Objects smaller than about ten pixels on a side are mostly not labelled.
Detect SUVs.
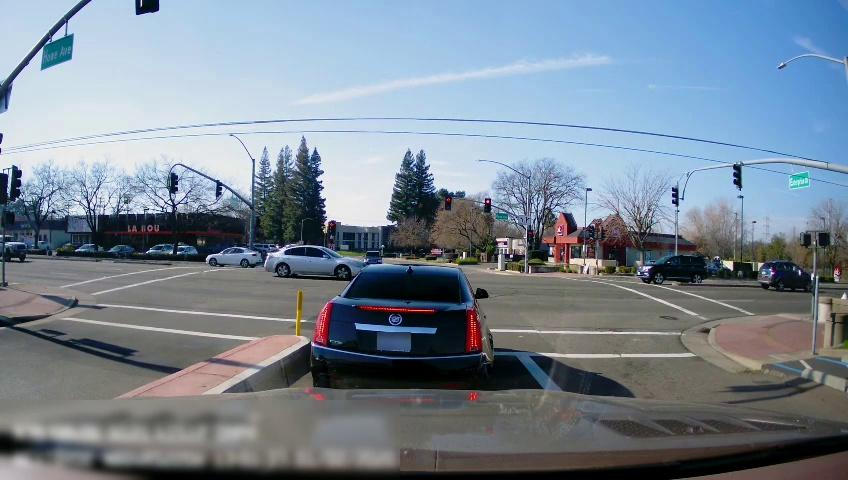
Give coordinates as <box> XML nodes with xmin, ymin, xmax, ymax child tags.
<box><xmin>638</xmin><ymin>255</ymin><xmax>706</xmax><ymax>285</ymax></box>
<box><xmin>364</xmin><ymin>250</ymin><xmax>382</xmax><ymax>264</ymax></box>
<box><xmin>758</xmin><ymin>261</ymin><xmax>815</xmax><ymax>292</ymax></box>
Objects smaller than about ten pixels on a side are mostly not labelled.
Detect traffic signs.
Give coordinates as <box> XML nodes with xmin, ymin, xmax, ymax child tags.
<box><xmin>40</xmin><ymin>33</ymin><xmax>75</xmax><ymax>70</ymax></box>
<box><xmin>496</xmin><ymin>212</ymin><xmax>508</xmax><ymax>219</ymax></box>
<box><xmin>790</xmin><ymin>170</ymin><xmax>810</xmax><ymax>188</ymax></box>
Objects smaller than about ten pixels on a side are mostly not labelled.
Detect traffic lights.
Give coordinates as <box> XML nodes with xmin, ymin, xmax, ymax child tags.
<box><xmin>600</xmin><ymin>225</ymin><xmax>606</xmax><ymax>238</ymax></box>
<box><xmin>527</xmin><ymin>227</ymin><xmax>534</xmax><ymax>240</ymax></box>
<box><xmin>445</xmin><ymin>195</ymin><xmax>452</xmax><ymax>210</ymax></box>
<box><xmin>732</xmin><ymin>161</ymin><xmax>742</xmax><ymax>187</ymax></box>
<box><xmin>799</xmin><ymin>232</ymin><xmax>814</xmax><ymax>246</ymax></box>
<box><xmin>484</xmin><ymin>197</ymin><xmax>491</xmax><ymax>213</ymax></box>
<box><xmin>670</xmin><ymin>186</ymin><xmax>679</xmax><ymax>206</ymax></box>
<box><xmin>328</xmin><ymin>221</ymin><xmax>336</xmax><ymax>235</ymax></box>
<box><xmin>815</xmin><ymin>232</ymin><xmax>830</xmax><ymax>246</ymax></box>
<box><xmin>10</xmin><ymin>164</ymin><xmax>23</xmax><ymax>202</ymax></box>
<box><xmin>214</xmin><ymin>180</ymin><xmax>223</xmax><ymax>198</ymax></box>
<box><xmin>588</xmin><ymin>225</ymin><xmax>595</xmax><ymax>238</ymax></box>
<box><xmin>169</xmin><ymin>173</ymin><xmax>178</xmax><ymax>194</ymax></box>
<box><xmin>3</xmin><ymin>211</ymin><xmax>16</xmax><ymax>225</ymax></box>
<box><xmin>134</xmin><ymin>0</ymin><xmax>159</xmax><ymax>16</ymax></box>
<box><xmin>0</xmin><ymin>132</ymin><xmax>4</xmax><ymax>153</ymax></box>
<box><xmin>0</xmin><ymin>174</ymin><xmax>9</xmax><ymax>206</ymax></box>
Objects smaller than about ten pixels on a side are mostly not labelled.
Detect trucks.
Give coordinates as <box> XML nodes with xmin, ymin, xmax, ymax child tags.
<box><xmin>0</xmin><ymin>235</ymin><xmax>26</xmax><ymax>261</ymax></box>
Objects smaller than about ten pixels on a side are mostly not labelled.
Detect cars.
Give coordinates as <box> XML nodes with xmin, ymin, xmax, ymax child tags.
<box><xmin>107</xmin><ymin>245</ymin><xmax>131</xmax><ymax>255</ymax></box>
<box><xmin>310</xmin><ymin>263</ymin><xmax>495</xmax><ymax>391</ymax></box>
<box><xmin>167</xmin><ymin>245</ymin><xmax>197</xmax><ymax>258</ymax></box>
<box><xmin>75</xmin><ymin>244</ymin><xmax>103</xmax><ymax>254</ymax></box>
<box><xmin>264</xmin><ymin>245</ymin><xmax>367</xmax><ymax>281</ymax></box>
<box><xmin>205</xmin><ymin>247</ymin><xmax>263</xmax><ymax>268</ymax></box>
<box><xmin>146</xmin><ymin>244</ymin><xmax>176</xmax><ymax>257</ymax></box>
